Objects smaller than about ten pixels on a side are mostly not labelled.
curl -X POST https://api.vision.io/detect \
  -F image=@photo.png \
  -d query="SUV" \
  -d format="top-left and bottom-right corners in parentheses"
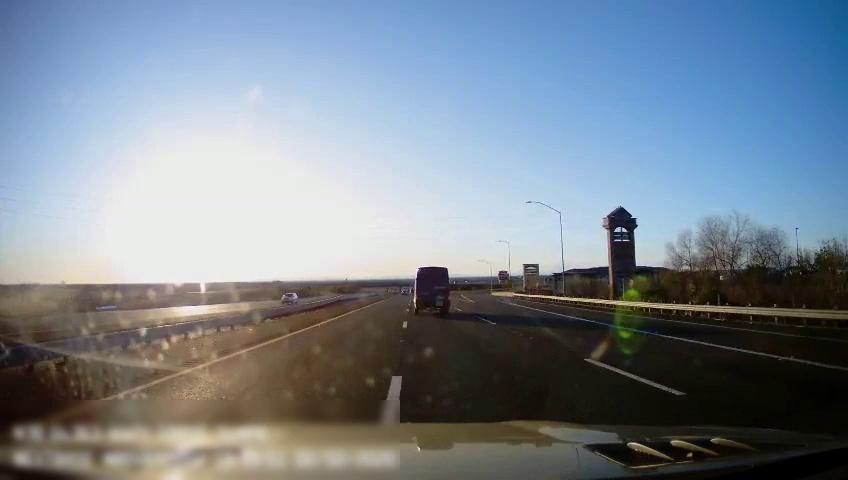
top-left (281, 292), bottom-right (299, 305)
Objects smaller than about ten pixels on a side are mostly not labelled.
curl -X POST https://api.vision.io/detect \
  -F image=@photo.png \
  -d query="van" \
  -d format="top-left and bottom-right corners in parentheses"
top-left (414, 265), bottom-right (449, 316)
